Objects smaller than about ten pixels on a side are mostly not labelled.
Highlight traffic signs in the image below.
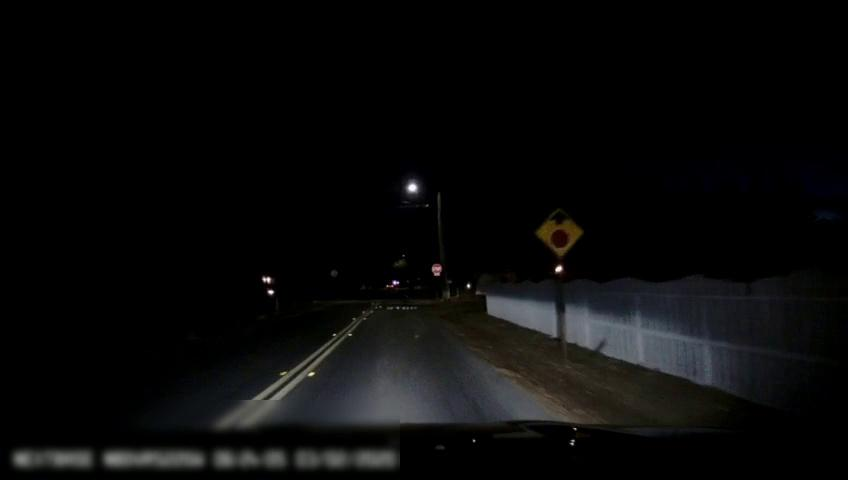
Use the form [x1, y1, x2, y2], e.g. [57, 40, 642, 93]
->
[432, 263, 443, 276]
[535, 207, 584, 255]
